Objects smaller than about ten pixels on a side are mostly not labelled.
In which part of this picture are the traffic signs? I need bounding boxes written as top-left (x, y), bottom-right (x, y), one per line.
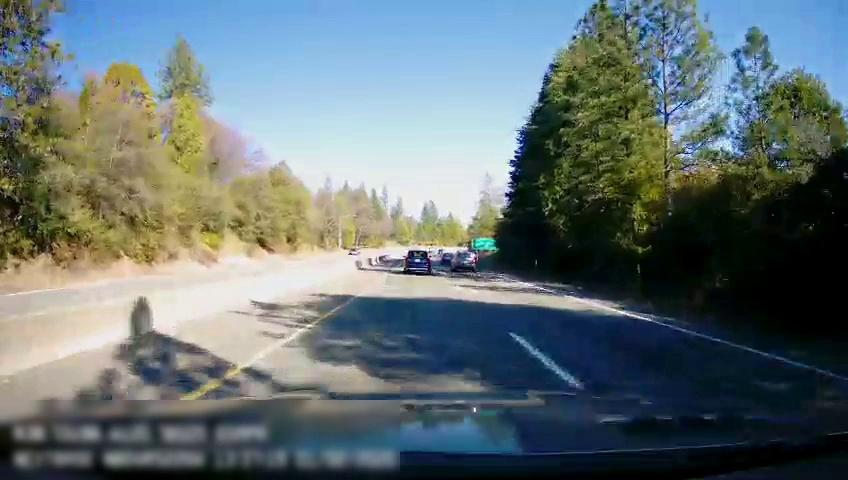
top-left (471, 237), bottom-right (498, 250)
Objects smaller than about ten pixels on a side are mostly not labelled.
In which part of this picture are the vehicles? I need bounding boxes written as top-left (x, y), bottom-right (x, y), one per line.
top-left (450, 251), bottom-right (476, 273)
top-left (348, 247), bottom-right (361, 257)
top-left (402, 250), bottom-right (433, 274)
top-left (441, 252), bottom-right (453, 263)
